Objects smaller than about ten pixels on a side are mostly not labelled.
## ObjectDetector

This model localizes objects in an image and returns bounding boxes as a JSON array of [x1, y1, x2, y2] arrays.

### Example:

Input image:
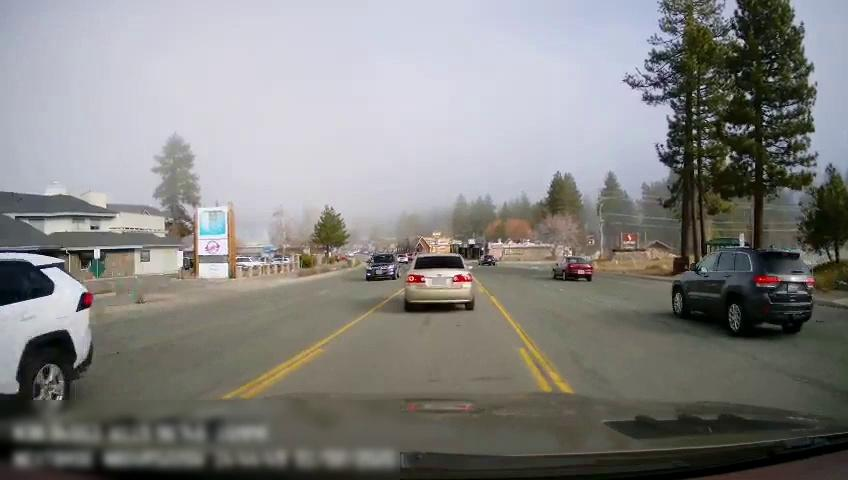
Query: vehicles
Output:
[[404, 253, 475, 313], [0, 248, 95, 417], [551, 256, 594, 282], [365, 252, 400, 281], [669, 248, 818, 339], [478, 252, 496, 267], [397, 254, 409, 265]]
